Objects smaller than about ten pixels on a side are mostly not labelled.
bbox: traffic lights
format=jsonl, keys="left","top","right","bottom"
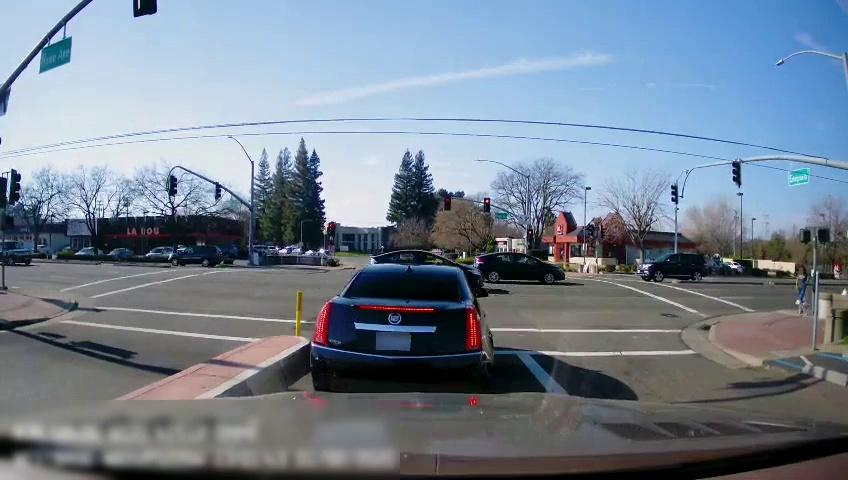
{"left": 587, "top": 224, "right": 594, "bottom": 238}
{"left": 329, "top": 223, "right": 337, "bottom": 236}
{"left": 214, "top": 182, "right": 222, "bottom": 200}
{"left": 2, "top": 215, "right": 14, "bottom": 228}
{"left": 817, "top": 229, "right": 830, "bottom": 242}
{"left": 670, "top": 184, "right": 679, "bottom": 205}
{"left": 800, "top": 230, "right": 811, "bottom": 244}
{"left": 167, "top": 174, "right": 177, "bottom": 197}
{"left": 527, "top": 229, "right": 534, "bottom": 242}
{"left": 444, "top": 194, "right": 451, "bottom": 210}
{"left": 483, "top": 197, "right": 491, "bottom": 212}
{"left": 131, "top": 0, "right": 158, "bottom": 18}
{"left": 731, "top": 160, "right": 741, "bottom": 188}
{"left": 9, "top": 167, "right": 21, "bottom": 205}
{"left": 599, "top": 224, "right": 606, "bottom": 239}
{"left": 0, "top": 177, "right": 7, "bottom": 208}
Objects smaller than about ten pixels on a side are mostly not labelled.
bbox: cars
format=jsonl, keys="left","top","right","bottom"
{"left": 145, "top": 247, "right": 176, "bottom": 258}
{"left": 474, "top": 251, "right": 564, "bottom": 284}
{"left": 370, "top": 250, "right": 484, "bottom": 288}
{"left": 309, "top": 263, "right": 497, "bottom": 395}
{"left": 75, "top": 247, "right": 102, "bottom": 257}
{"left": 107, "top": 248, "right": 132, "bottom": 258}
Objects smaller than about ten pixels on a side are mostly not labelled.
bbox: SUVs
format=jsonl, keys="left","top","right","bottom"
{"left": 168, "top": 245, "right": 223, "bottom": 267}
{"left": 0, "top": 240, "right": 33, "bottom": 266}
{"left": 637, "top": 252, "right": 708, "bottom": 283}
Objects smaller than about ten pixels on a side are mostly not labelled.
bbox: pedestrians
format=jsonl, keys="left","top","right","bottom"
{"left": 795, "top": 264, "right": 810, "bottom": 314}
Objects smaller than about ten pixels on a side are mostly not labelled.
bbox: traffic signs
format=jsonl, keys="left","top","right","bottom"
{"left": 789, "top": 167, "right": 810, "bottom": 184}
{"left": 39, "top": 37, "right": 73, "bottom": 73}
{"left": 496, "top": 212, "right": 509, "bottom": 219}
